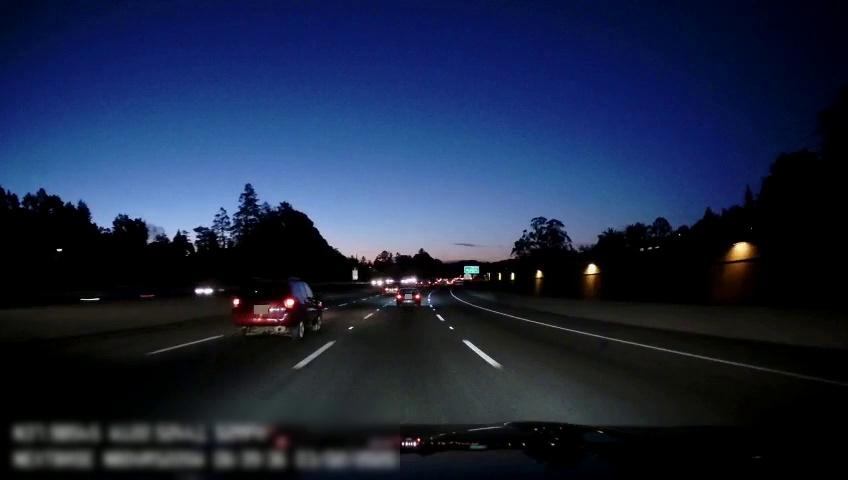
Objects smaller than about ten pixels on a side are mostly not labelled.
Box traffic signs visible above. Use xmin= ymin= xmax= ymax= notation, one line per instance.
xmin=352 ymin=267 xmax=359 ymax=280
xmin=464 ymin=266 xmax=480 ymax=275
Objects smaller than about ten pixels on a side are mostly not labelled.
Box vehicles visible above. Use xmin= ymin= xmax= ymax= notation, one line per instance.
xmin=230 ymin=276 xmax=323 ymax=344
xmin=79 ymin=286 xmax=155 ymax=304
xmin=194 ymin=284 xmax=225 ymax=296
xmin=384 ymin=284 xmax=400 ymax=296
xmin=371 ymin=279 xmax=385 ymax=286
xmin=396 ymin=287 xmax=421 ymax=309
